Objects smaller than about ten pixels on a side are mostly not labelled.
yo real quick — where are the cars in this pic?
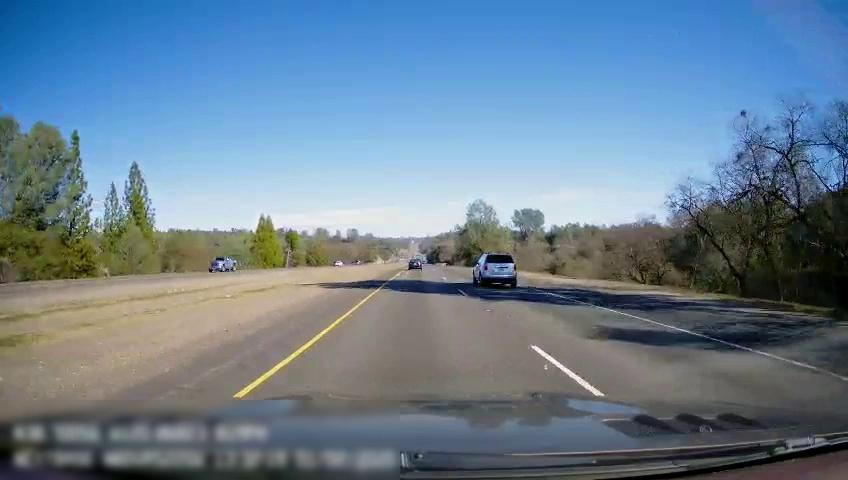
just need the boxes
[333,260,344,266]
[408,259,421,270]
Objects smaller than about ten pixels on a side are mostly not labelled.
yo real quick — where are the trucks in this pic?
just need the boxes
[207,256,238,273]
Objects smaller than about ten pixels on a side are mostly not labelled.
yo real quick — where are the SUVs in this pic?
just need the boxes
[473,253,518,289]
